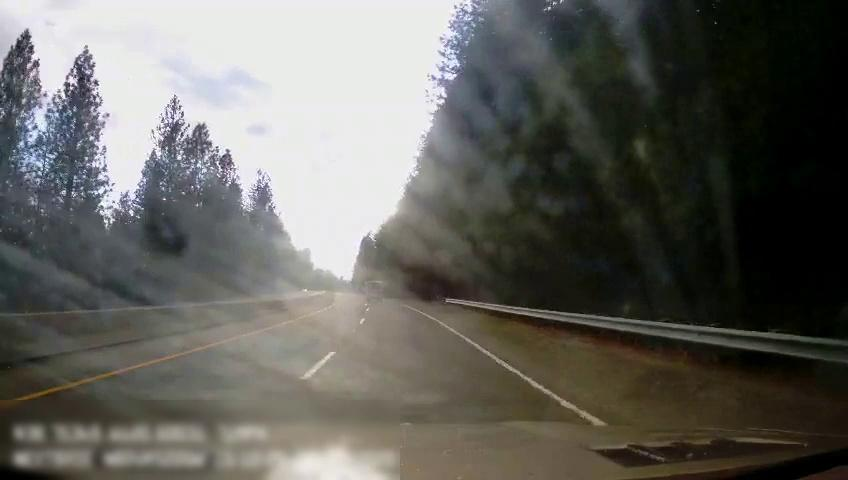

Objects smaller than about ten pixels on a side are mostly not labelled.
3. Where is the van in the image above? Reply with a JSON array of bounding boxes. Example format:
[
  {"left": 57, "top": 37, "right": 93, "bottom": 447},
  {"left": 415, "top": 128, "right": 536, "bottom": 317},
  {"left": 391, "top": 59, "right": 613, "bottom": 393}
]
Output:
[{"left": 363, "top": 280, "right": 385, "bottom": 302}]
